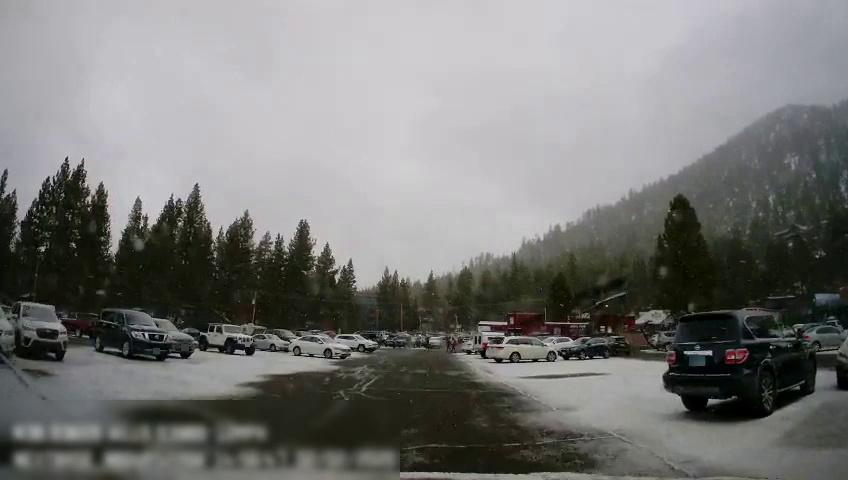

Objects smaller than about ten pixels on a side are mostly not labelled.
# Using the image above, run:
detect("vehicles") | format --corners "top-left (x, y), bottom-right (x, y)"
top-left (486, 336), bottom-right (557, 363)
top-left (0, 307), bottom-right (18, 352)
top-left (835, 328), bottom-right (848, 390)
top-left (8, 301), bottom-right (68, 362)
top-left (656, 330), bottom-right (677, 352)
top-left (252, 333), bottom-right (289, 353)
top-left (264, 328), bottom-right (298, 342)
top-left (61, 311), bottom-right (98, 340)
top-left (662, 309), bottom-right (817, 419)
top-left (610, 335), bottom-right (633, 357)
top-left (334, 333), bottom-right (377, 354)
top-left (802, 323), bottom-right (848, 352)
top-left (359, 332), bottom-right (378, 342)
top-left (199, 324), bottom-right (256, 357)
top-left (152, 317), bottom-right (196, 359)
top-left (291, 336), bottom-right (351, 359)
top-left (473, 332), bottom-right (505, 359)
top-left (560, 337), bottom-right (617, 361)
top-left (93, 307), bottom-right (169, 360)
top-left (459, 335), bottom-right (474, 355)
top-left (544, 337), bottom-right (575, 356)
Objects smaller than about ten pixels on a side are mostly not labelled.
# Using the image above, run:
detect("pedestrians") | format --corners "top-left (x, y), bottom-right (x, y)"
top-left (450, 336), bottom-right (456, 353)
top-left (445, 335), bottom-right (450, 352)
